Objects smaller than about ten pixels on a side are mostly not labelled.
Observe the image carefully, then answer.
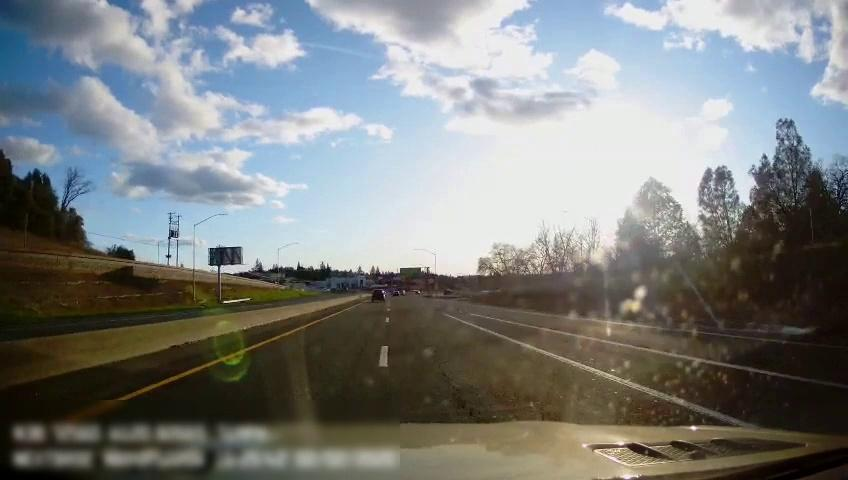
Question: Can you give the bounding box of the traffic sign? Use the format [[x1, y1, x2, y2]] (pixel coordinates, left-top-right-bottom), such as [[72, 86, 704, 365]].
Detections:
[[399, 268, 421, 277]]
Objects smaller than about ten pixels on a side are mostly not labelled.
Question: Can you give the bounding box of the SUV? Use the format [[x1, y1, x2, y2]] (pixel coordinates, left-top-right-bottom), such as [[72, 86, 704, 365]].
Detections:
[[371, 289, 385, 302]]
